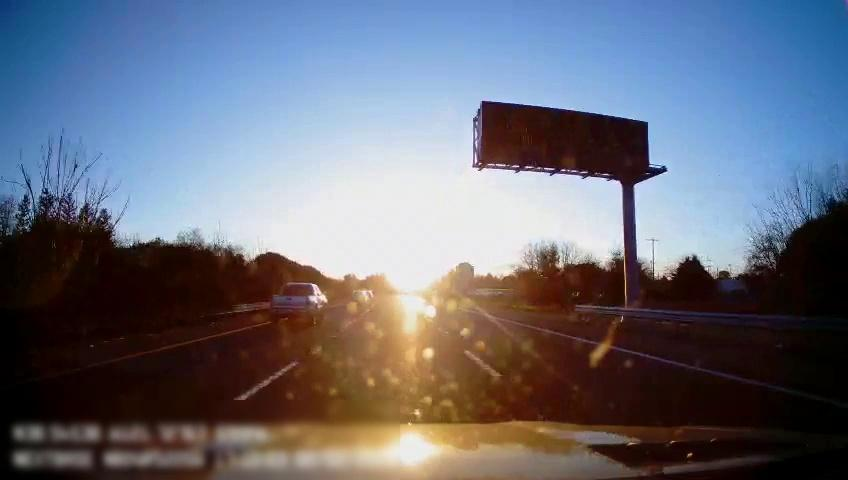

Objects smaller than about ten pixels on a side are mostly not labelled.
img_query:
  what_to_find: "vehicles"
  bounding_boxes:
[270,282,329,328]
[350,289,370,305]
